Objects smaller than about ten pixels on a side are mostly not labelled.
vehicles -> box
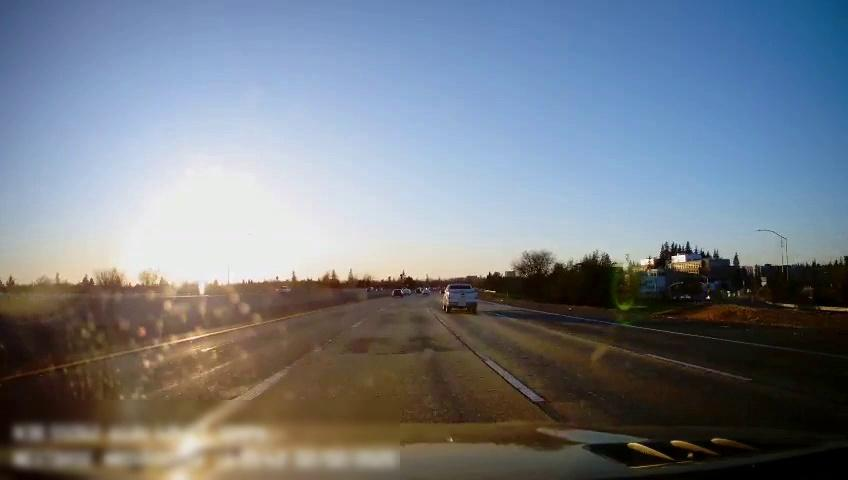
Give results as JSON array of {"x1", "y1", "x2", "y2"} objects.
[
  {"x1": 443, "y1": 283, "x2": 477, "y2": 314},
  {"x1": 391, "y1": 288, "x2": 404, "y2": 299},
  {"x1": 402, "y1": 288, "x2": 412, "y2": 296},
  {"x1": 421, "y1": 288, "x2": 431, "y2": 296},
  {"x1": 275, "y1": 286, "x2": 292, "y2": 294}
]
